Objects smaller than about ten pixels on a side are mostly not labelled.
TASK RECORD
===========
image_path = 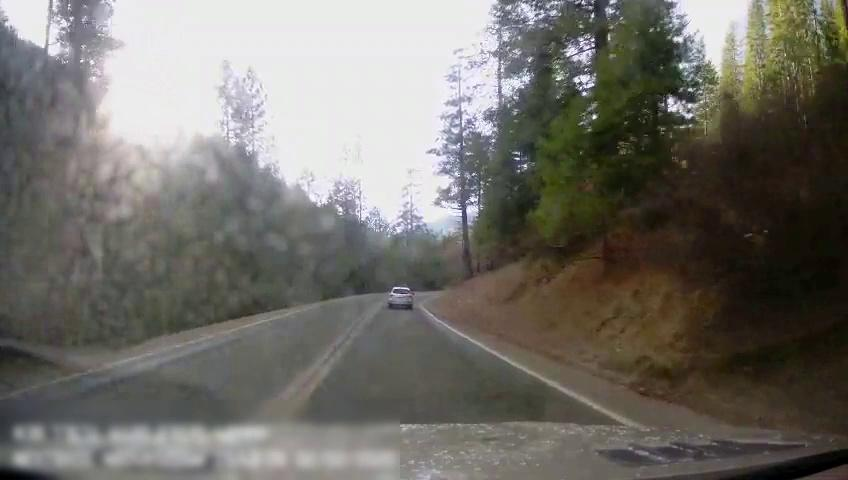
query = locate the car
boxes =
[388,286,415,310]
